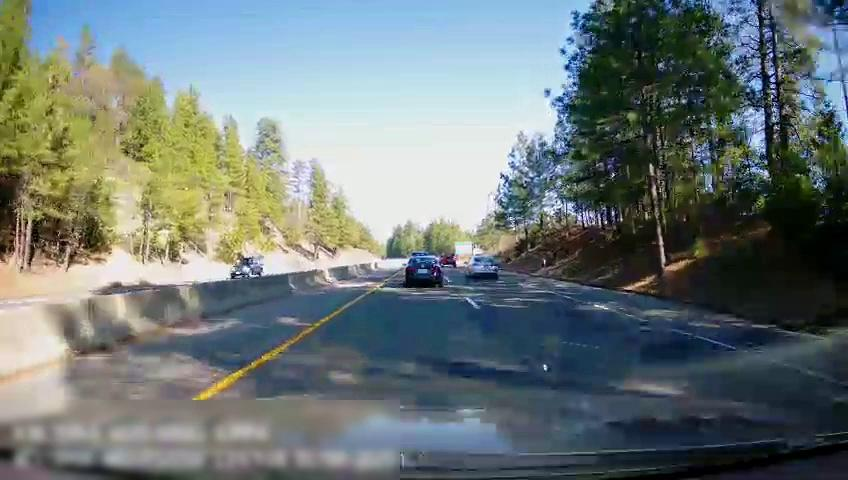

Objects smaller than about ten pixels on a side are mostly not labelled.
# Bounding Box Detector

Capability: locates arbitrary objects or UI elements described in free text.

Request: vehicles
[412,251,427,257]
[463,255,499,281]
[441,256,456,268]
[230,256,264,279]
[405,254,441,285]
